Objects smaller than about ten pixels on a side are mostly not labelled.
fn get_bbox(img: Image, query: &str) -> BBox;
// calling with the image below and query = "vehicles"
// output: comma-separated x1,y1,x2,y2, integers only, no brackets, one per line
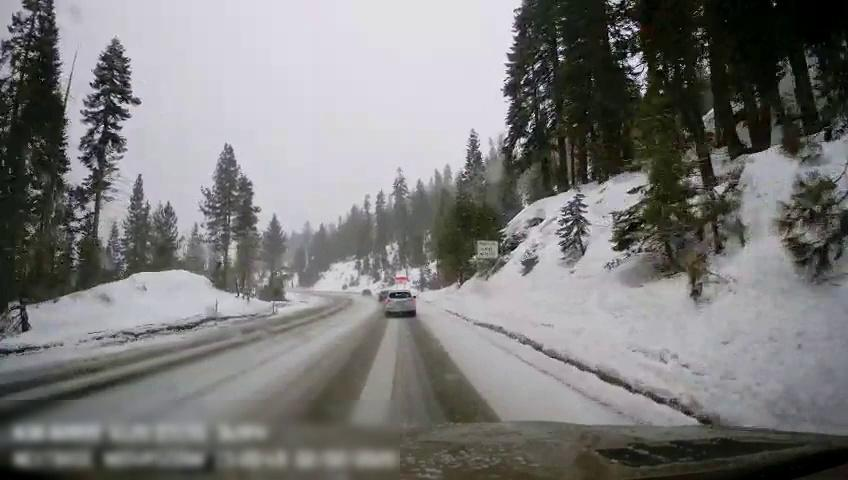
361,288,373,297
384,289,417,318
378,290,390,302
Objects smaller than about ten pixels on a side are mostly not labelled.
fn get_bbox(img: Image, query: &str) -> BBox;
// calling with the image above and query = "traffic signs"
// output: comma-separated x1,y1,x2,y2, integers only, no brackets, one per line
477,239,500,260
